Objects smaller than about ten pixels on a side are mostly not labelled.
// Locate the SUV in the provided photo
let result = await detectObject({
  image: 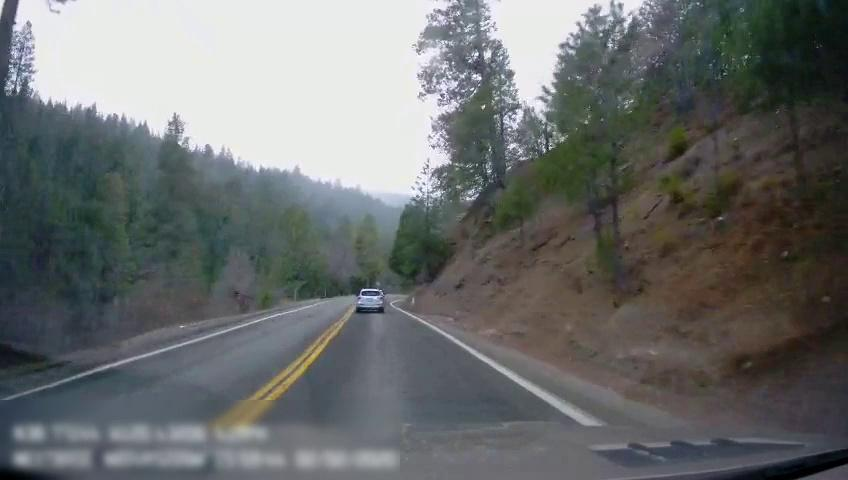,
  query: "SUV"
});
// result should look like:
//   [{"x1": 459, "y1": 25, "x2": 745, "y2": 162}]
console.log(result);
[{"x1": 356, "y1": 289, "x2": 384, "y2": 313}]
